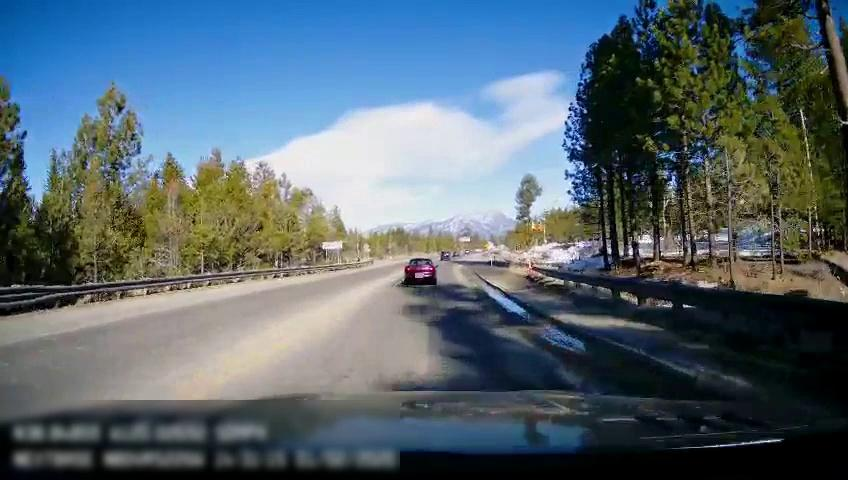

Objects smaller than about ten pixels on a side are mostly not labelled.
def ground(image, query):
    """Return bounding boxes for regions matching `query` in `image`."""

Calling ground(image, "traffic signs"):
[532,222,544,230]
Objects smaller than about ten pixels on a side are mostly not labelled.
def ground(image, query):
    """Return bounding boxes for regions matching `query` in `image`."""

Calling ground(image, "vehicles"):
[406,259,436,281]
[440,251,452,261]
